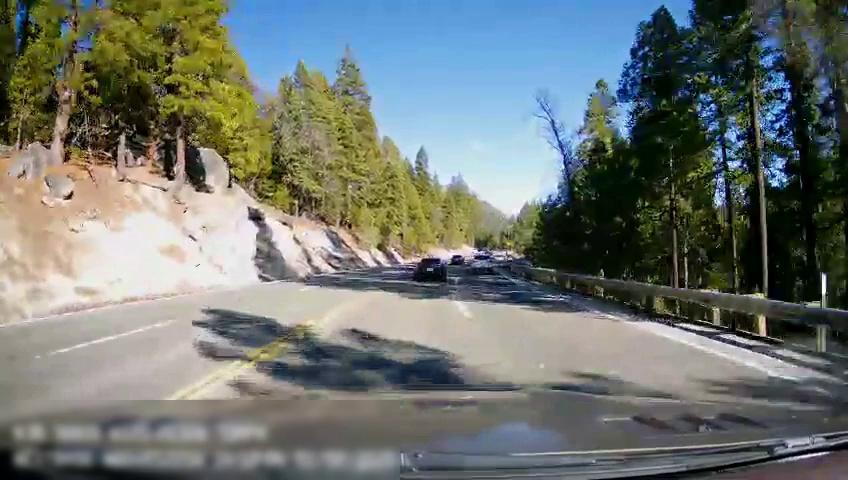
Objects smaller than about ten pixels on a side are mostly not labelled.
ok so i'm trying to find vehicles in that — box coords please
[450,254,465,266]
[470,254,493,274]
[416,257,448,282]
